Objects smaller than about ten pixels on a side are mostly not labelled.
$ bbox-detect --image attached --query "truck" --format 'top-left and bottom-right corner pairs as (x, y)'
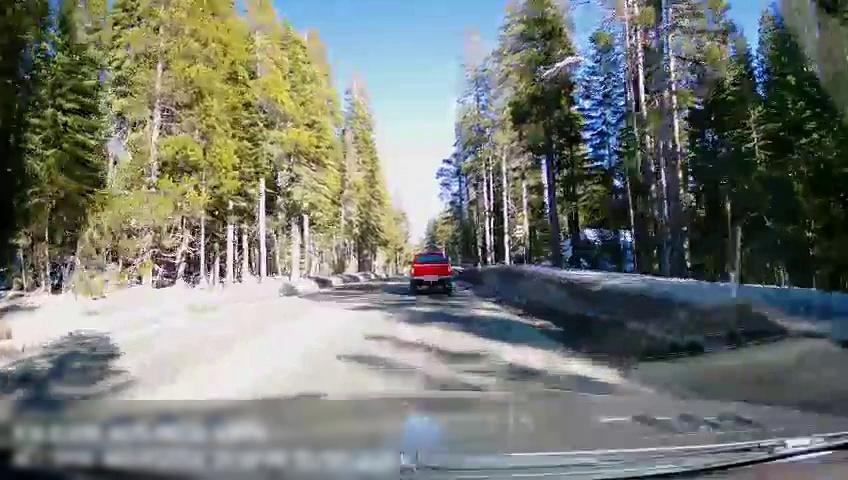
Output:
(407, 251), (454, 293)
